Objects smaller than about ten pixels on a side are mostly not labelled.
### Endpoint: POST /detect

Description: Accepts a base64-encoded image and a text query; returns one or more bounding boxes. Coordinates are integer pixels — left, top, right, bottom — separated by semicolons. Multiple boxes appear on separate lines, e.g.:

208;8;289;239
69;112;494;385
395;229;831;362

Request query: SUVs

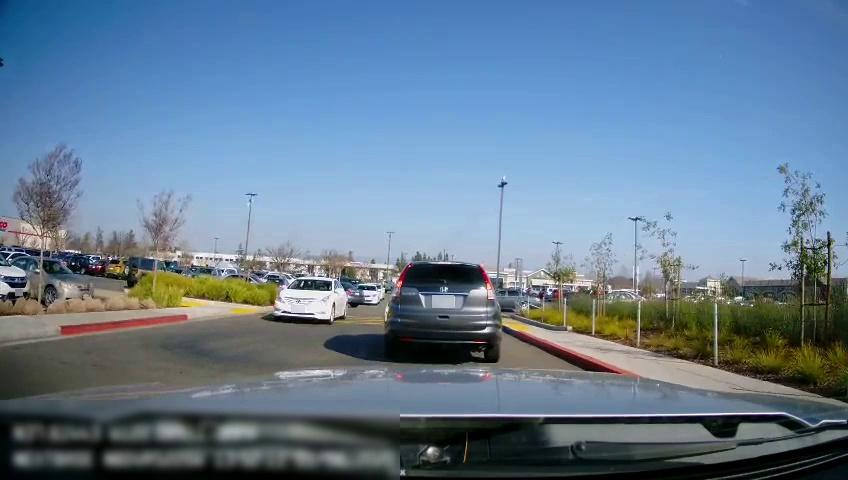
385;261;501;364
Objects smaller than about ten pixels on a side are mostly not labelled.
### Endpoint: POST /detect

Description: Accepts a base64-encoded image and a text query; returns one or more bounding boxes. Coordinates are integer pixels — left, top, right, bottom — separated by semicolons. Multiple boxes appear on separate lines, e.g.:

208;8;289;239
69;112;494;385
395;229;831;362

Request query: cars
358;283;382;307
341;281;366;309
271;276;349;326
500;287;542;313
